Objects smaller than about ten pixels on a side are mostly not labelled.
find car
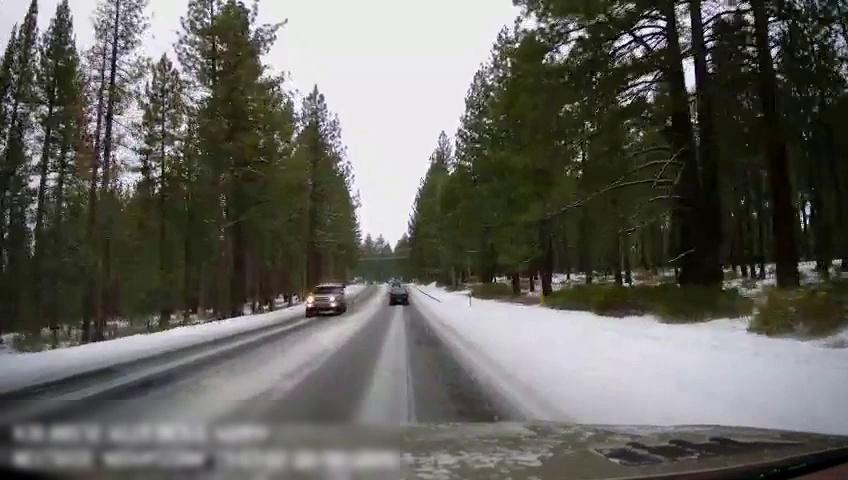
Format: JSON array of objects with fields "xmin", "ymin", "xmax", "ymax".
[{"xmin": 388, "ymin": 286, "xmax": 410, "ymax": 305}]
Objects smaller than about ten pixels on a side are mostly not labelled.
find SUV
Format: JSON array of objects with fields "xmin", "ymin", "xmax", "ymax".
[{"xmin": 303, "ymin": 282, "xmax": 347, "ymax": 318}]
